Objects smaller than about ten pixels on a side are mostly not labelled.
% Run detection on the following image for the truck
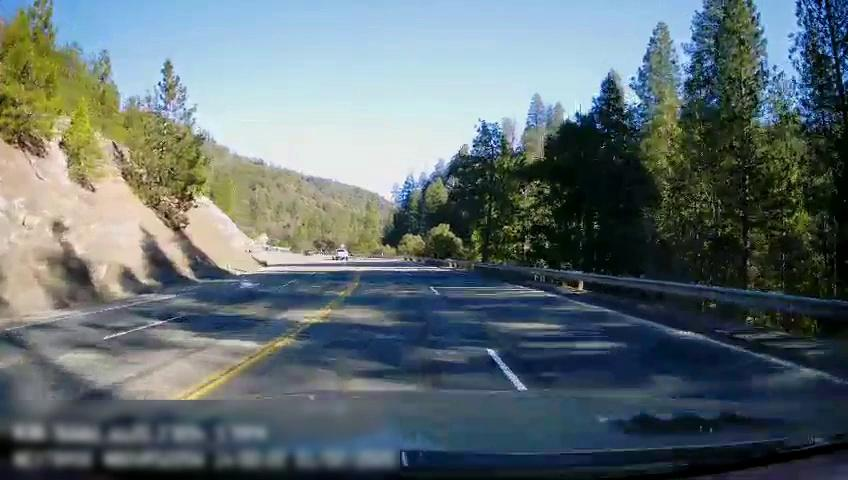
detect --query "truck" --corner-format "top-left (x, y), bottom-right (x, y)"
top-left (333, 248), bottom-right (349, 261)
